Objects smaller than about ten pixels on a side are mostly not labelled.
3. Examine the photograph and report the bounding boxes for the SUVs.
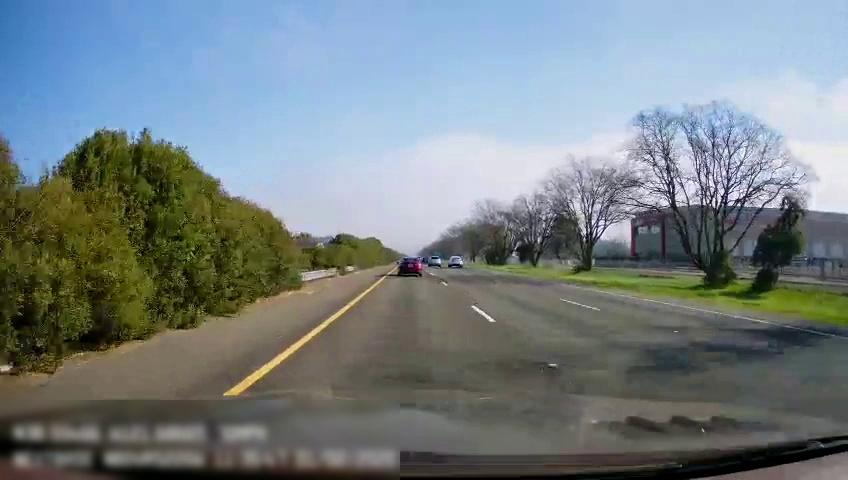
[428,256,441,267]
[447,256,464,269]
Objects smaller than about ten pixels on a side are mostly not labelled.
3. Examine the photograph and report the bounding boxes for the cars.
[397,257,424,278]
